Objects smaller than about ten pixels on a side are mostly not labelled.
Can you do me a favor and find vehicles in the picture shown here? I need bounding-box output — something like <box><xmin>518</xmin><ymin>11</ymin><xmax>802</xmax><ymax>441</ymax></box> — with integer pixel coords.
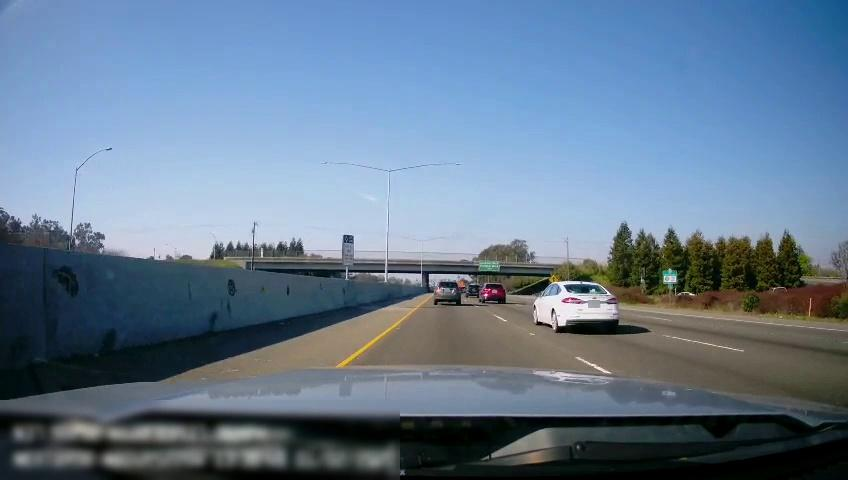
<box><xmin>432</xmin><ymin>280</ymin><xmax>462</xmax><ymax>307</ymax></box>
<box><xmin>768</xmin><ymin>286</ymin><xmax>788</xmax><ymax>298</ymax></box>
<box><xmin>532</xmin><ymin>281</ymin><xmax>620</xmax><ymax>334</ymax></box>
<box><xmin>465</xmin><ymin>283</ymin><xmax>480</xmax><ymax>298</ymax></box>
<box><xmin>675</xmin><ymin>291</ymin><xmax>696</xmax><ymax>297</ymax></box>
<box><xmin>478</xmin><ymin>283</ymin><xmax>507</xmax><ymax>304</ymax></box>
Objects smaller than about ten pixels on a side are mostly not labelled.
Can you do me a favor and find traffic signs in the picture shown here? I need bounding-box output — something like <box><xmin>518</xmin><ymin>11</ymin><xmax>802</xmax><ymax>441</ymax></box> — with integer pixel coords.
<box><xmin>341</xmin><ymin>233</ymin><xmax>356</xmax><ymax>267</ymax></box>
<box><xmin>549</xmin><ymin>273</ymin><xmax>561</xmax><ymax>282</ymax></box>
<box><xmin>478</xmin><ymin>260</ymin><xmax>500</xmax><ymax>273</ymax></box>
